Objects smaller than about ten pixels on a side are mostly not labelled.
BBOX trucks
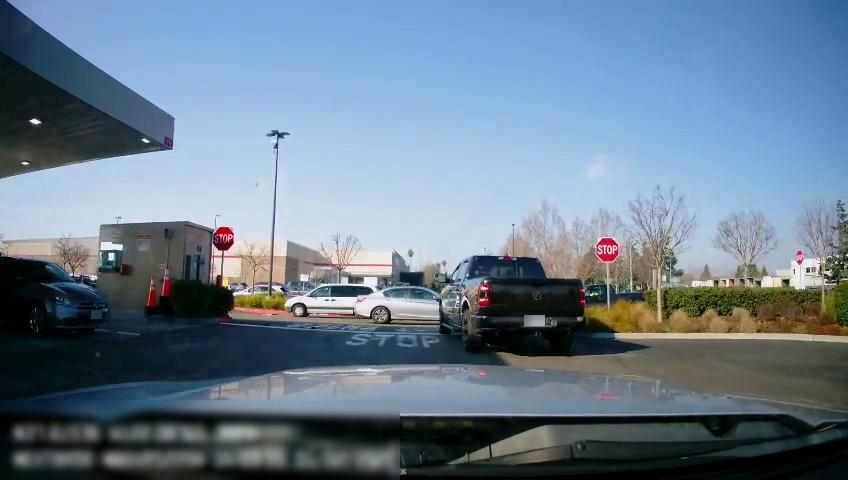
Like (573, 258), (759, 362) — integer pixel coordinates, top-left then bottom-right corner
(584, 283), (646, 307)
(437, 255), (586, 354)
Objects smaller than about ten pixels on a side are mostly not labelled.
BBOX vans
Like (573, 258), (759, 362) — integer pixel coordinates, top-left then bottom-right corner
(285, 283), (379, 318)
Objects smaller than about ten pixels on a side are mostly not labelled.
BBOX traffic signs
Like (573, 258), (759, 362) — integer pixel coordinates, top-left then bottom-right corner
(793, 249), (806, 266)
(594, 235), (621, 265)
(213, 224), (235, 251)
(222, 276), (230, 288)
